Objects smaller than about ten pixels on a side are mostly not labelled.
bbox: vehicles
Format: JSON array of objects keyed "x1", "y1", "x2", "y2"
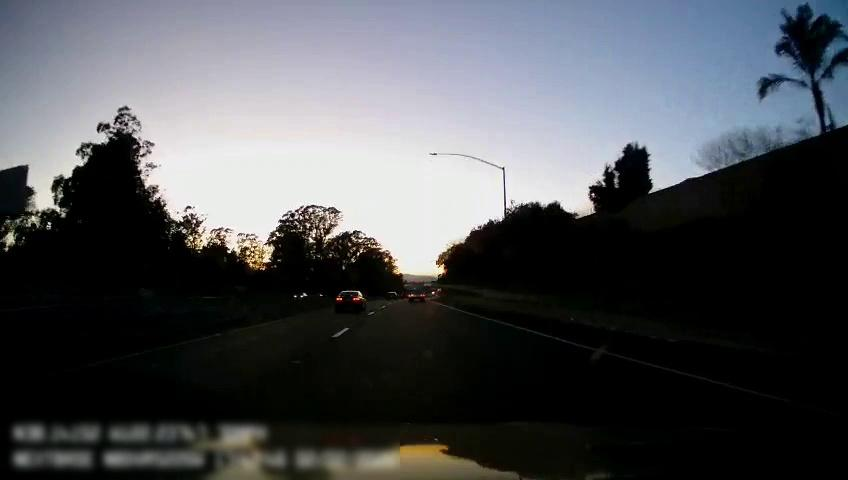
[
  {"x1": 292, "y1": 291, "x2": 308, "y2": 301},
  {"x1": 387, "y1": 291, "x2": 398, "y2": 300},
  {"x1": 408, "y1": 284, "x2": 426, "y2": 302},
  {"x1": 332, "y1": 290, "x2": 368, "y2": 316}
]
